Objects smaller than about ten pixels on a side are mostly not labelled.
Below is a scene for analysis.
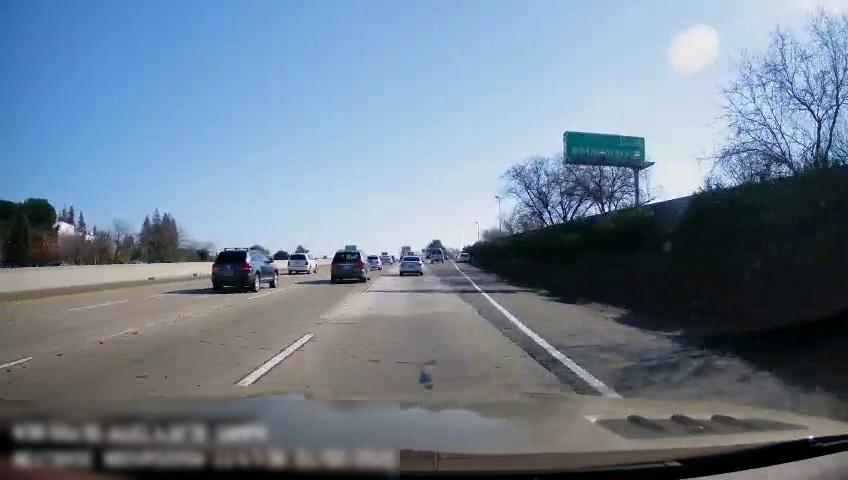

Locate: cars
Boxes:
[399,255,424,276]
[368,255,384,271]
[456,252,471,264]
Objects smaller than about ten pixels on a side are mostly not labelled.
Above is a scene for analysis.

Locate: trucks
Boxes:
[400,245,411,256]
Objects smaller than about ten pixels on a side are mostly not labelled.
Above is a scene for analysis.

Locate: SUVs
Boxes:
[329,250,373,284]
[287,252,319,275]
[210,249,280,295]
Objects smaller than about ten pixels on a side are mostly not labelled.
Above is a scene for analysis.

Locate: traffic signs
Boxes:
[563,131,647,168]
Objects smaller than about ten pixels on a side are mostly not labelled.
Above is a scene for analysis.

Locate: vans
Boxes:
[429,247,446,264]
